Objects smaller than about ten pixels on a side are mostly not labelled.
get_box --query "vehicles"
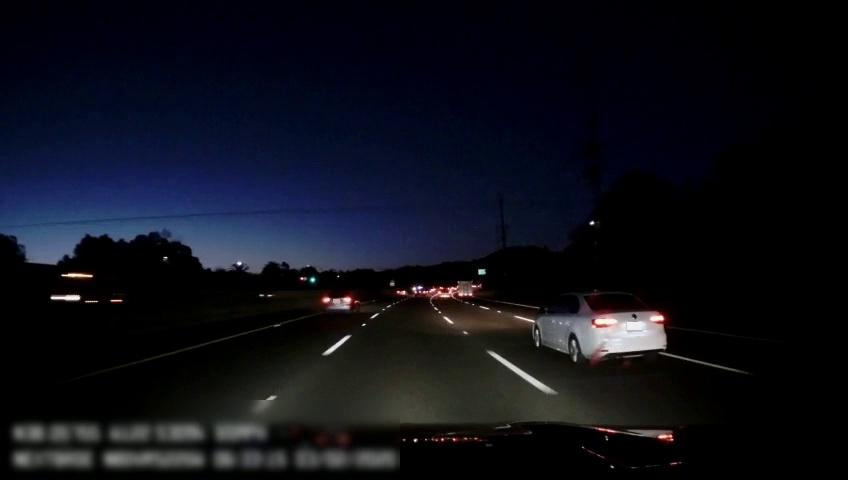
[438,289,451,299]
[50,271,128,306]
[258,290,276,300]
[531,291,667,367]
[323,288,361,318]
[457,281,472,301]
